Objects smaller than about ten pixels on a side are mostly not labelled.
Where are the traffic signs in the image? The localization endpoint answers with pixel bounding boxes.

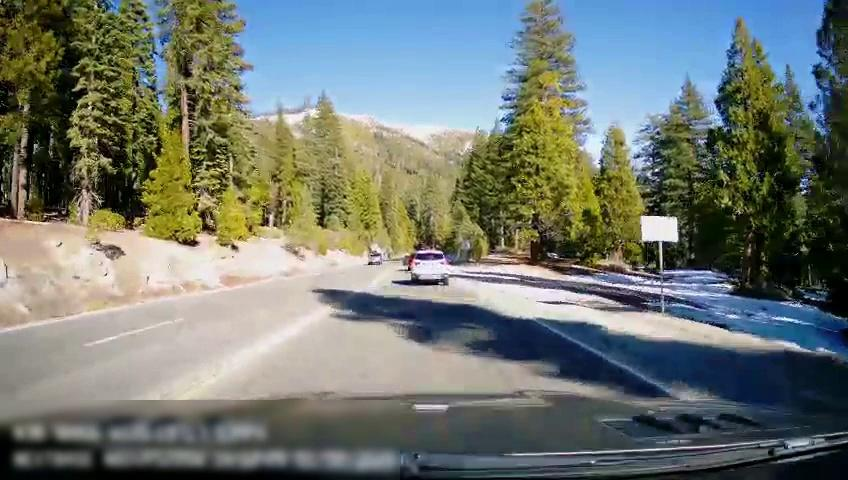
[640,215,680,242]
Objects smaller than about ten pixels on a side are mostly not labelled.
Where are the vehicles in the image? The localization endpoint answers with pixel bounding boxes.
[367,252,384,266]
[409,249,450,287]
